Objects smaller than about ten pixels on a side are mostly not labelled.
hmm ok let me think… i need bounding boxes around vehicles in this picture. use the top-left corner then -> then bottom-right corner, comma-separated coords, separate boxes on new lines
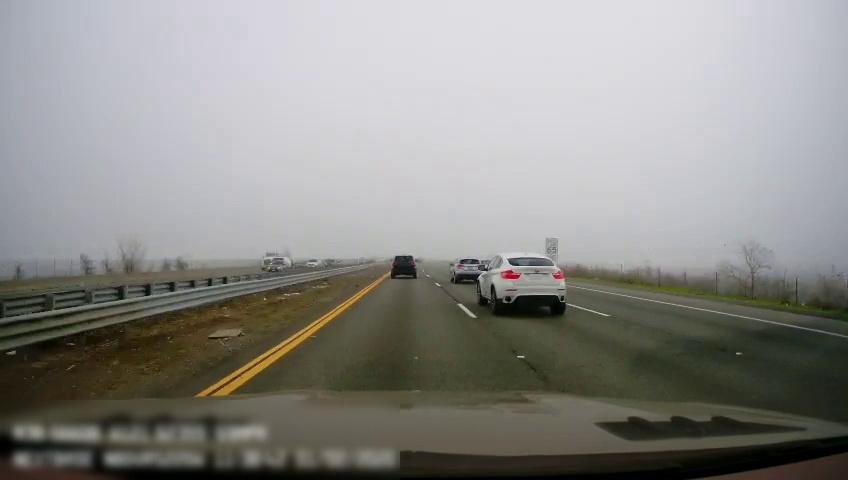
449,257 -> 486,284
324,258 -> 338,268
260,250 -> 310,272
476,258 -> 493,270
268,261 -> 289,273
390,254 -> 420,279
476,253 -> 568,316
305,258 -> 322,269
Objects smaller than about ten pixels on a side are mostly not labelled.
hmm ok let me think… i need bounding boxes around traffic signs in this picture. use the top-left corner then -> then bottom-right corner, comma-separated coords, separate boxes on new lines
545,250 -> 559,258
545,236 -> 559,251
